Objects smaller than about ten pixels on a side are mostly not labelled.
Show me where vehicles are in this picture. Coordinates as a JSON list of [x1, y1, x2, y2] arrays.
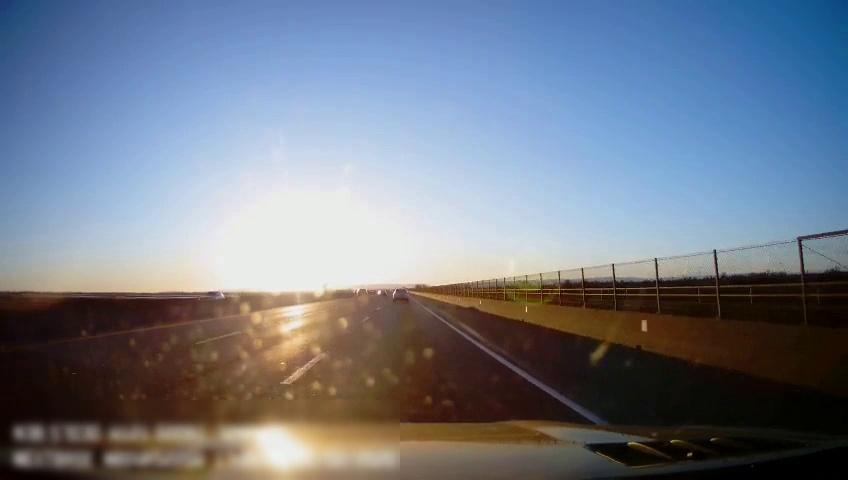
[[357, 288, 368, 298], [199, 291, 226, 303], [392, 288, 410, 304]]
